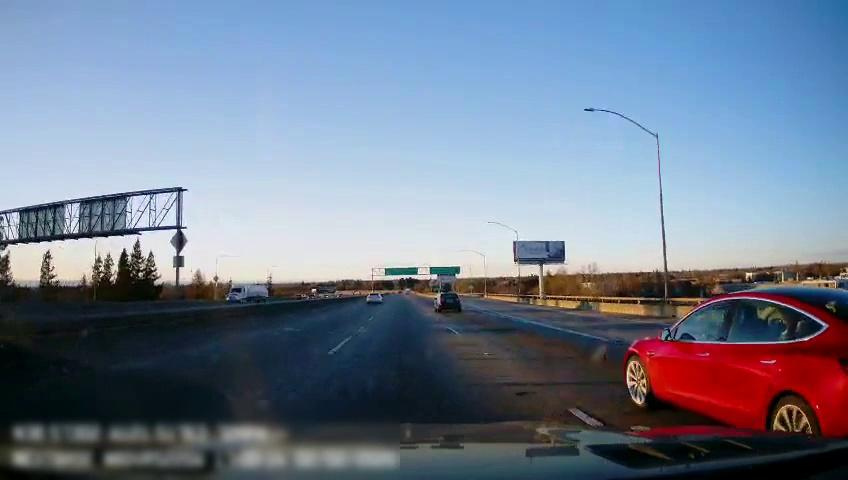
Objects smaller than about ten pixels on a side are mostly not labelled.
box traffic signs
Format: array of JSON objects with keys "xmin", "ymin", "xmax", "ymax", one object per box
[
  {"xmin": 430, "ymin": 265, "xmax": 460, "ymax": 274},
  {"xmin": 385, "ymin": 268, "xmax": 418, "ymax": 275}
]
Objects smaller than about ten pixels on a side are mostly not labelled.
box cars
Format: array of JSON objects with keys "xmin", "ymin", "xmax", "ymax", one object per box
[
  {"xmin": 366, "ymin": 291, "xmax": 383, "ymax": 304},
  {"xmin": 621, "ymin": 286, "xmax": 848, "ymax": 437},
  {"xmin": 434, "ymin": 292, "xmax": 462, "ymax": 313}
]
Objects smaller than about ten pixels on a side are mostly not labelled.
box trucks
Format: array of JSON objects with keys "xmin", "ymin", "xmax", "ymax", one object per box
[{"xmin": 226, "ymin": 284, "xmax": 268, "ymax": 304}]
